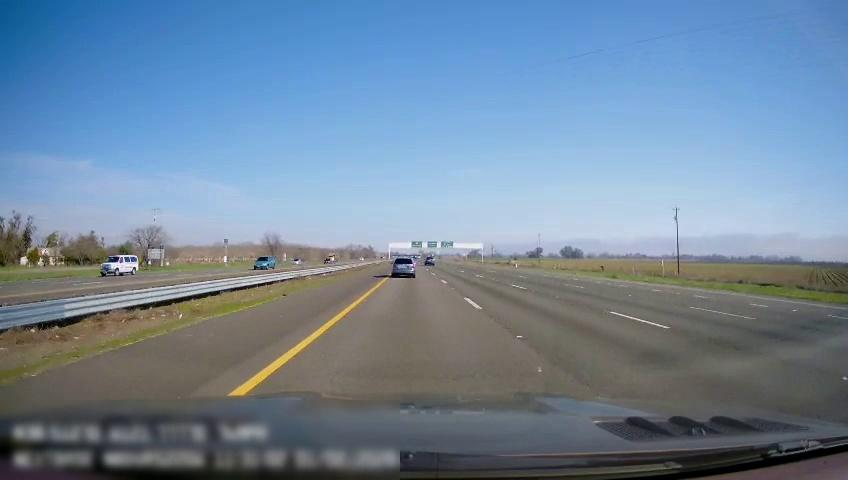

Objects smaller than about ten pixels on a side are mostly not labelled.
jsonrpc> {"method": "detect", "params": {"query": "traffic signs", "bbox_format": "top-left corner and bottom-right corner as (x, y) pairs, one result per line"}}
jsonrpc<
(440, 239), (454, 247)
(411, 239), (423, 248)
(427, 239), (438, 247)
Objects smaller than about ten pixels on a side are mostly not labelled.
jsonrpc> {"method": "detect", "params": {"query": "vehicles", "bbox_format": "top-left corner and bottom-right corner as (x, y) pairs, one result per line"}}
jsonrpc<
(254, 256), (277, 271)
(424, 258), (435, 267)
(290, 258), (304, 266)
(100, 254), (139, 277)
(391, 256), (416, 279)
